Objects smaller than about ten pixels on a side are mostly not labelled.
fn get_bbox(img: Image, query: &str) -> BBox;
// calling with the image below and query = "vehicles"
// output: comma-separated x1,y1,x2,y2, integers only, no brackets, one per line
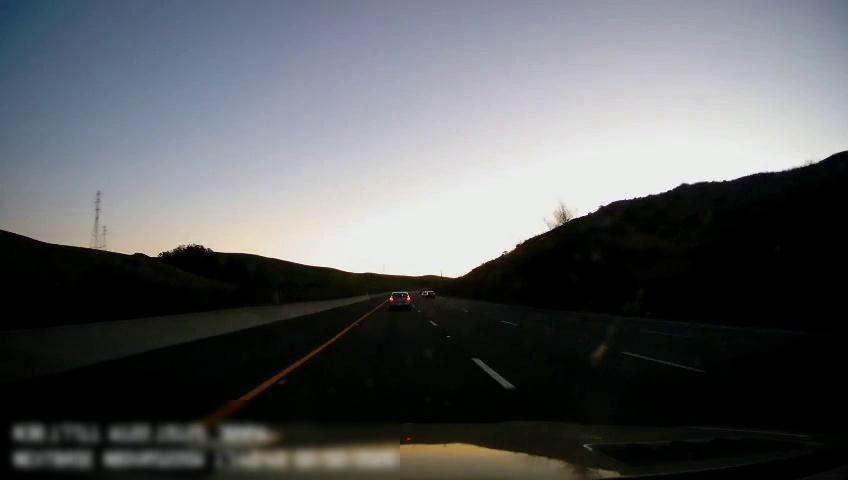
389,292,411,311
424,291,436,299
